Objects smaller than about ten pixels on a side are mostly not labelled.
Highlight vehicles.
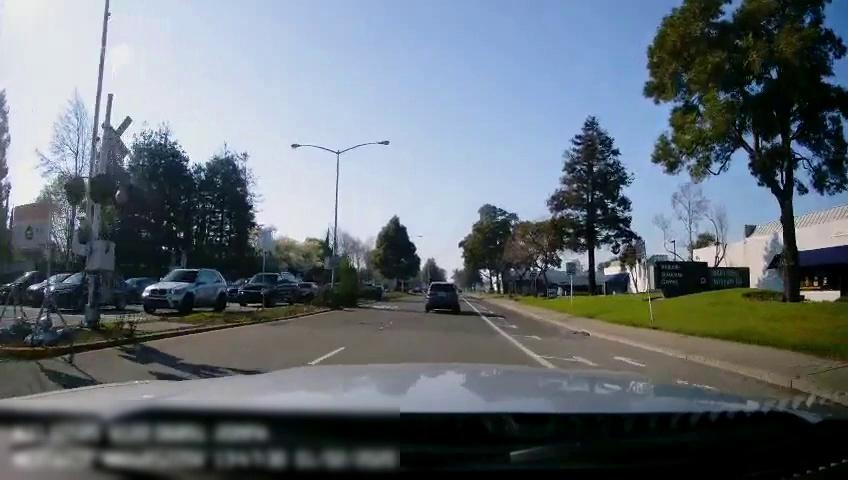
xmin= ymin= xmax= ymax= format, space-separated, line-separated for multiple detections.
xmin=127 ymin=277 xmax=158 ymax=303
xmin=227 ymin=277 xmax=253 ymax=303
xmin=44 ymin=270 xmax=135 ymax=314
xmin=24 ymin=273 xmax=74 ymax=309
xmin=237 ymin=272 xmax=302 ymax=308
xmin=0 ymin=271 xmax=60 ymax=307
xmin=140 ymin=269 xmax=230 ymax=316
xmin=299 ymin=282 xmax=323 ymax=303
xmin=424 ymin=282 xmax=463 ymax=314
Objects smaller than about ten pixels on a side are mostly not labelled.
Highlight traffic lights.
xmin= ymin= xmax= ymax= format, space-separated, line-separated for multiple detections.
xmin=64 ymin=174 xmax=116 ymax=205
